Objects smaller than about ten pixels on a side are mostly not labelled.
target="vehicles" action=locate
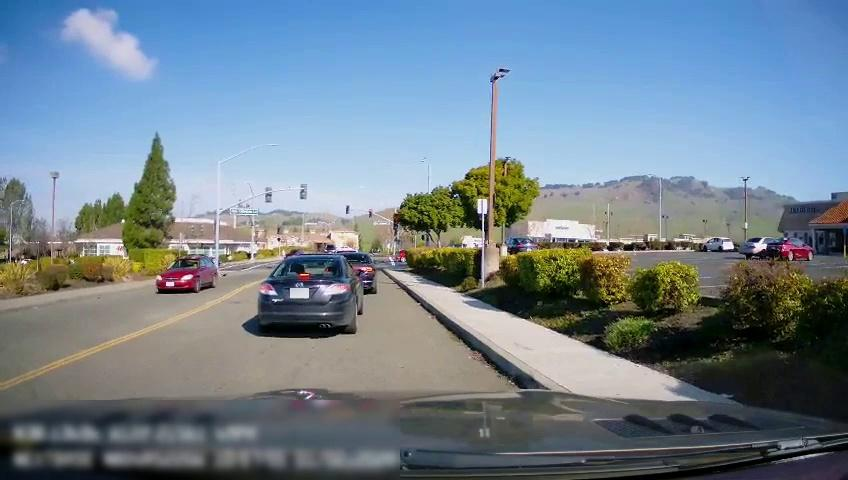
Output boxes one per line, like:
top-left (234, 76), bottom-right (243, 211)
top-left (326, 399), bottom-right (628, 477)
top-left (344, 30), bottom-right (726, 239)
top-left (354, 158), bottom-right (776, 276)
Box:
top-left (507, 237), bottom-right (539, 256)
top-left (155, 253), bottom-right (219, 294)
top-left (256, 252), bottom-right (365, 334)
top-left (765, 237), bottom-right (815, 262)
top-left (395, 249), bottom-right (407, 264)
top-left (738, 235), bottom-right (772, 259)
top-left (341, 251), bottom-right (379, 295)
top-left (702, 236), bottom-right (734, 252)
top-left (325, 244), bottom-right (338, 254)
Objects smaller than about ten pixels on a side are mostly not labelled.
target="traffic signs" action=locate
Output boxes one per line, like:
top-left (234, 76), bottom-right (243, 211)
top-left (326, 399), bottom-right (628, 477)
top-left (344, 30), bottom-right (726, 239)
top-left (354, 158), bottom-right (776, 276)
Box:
top-left (375, 220), bottom-right (391, 227)
top-left (230, 206), bottom-right (260, 218)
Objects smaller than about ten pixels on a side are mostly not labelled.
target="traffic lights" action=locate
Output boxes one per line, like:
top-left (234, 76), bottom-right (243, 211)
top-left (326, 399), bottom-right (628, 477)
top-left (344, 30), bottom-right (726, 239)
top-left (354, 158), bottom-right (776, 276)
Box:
top-left (264, 186), bottom-right (272, 203)
top-left (299, 183), bottom-right (308, 200)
